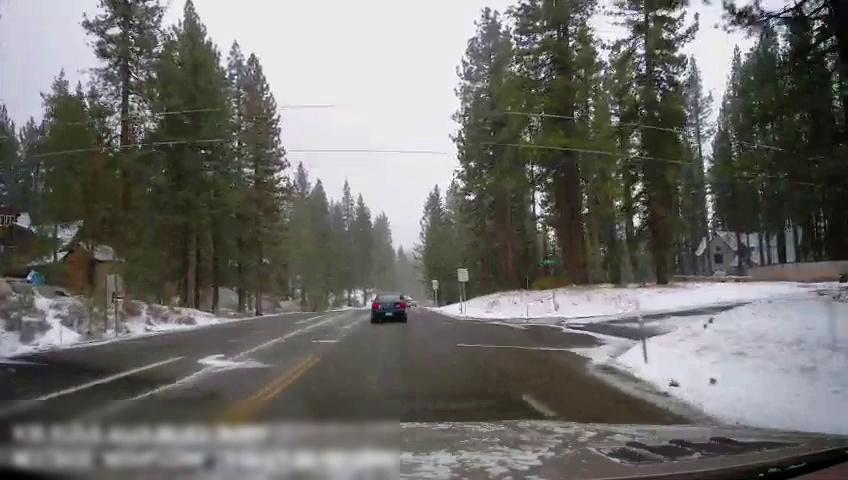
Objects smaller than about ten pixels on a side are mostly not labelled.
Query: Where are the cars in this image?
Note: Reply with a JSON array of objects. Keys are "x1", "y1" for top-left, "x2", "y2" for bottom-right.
[{"x1": 371, "y1": 296, "x2": 408, "y2": 325}]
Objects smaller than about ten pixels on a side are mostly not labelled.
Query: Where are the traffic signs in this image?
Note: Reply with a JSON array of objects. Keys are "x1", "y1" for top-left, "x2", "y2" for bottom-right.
[
  {"x1": 457, "y1": 268, "x2": 469, "y2": 282},
  {"x1": 543, "y1": 259, "x2": 559, "y2": 265}
]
